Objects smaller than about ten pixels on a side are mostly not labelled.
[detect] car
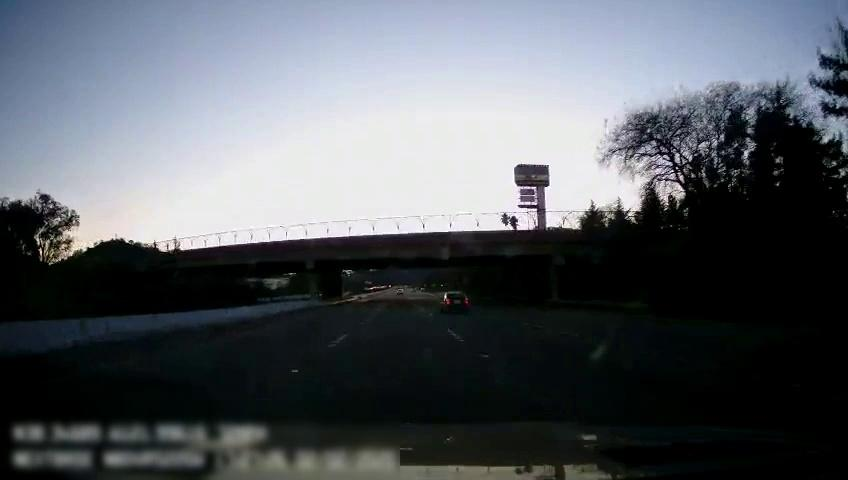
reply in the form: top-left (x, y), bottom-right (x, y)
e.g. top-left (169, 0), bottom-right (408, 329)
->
top-left (440, 291), bottom-right (469, 314)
